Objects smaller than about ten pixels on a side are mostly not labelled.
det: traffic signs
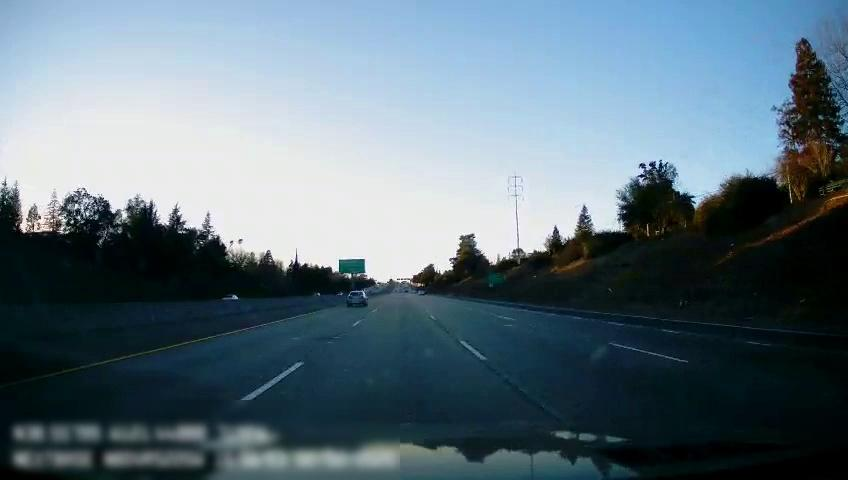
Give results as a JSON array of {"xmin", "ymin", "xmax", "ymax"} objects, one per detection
[
  {"xmin": 338, "ymin": 259, "xmax": 366, "ymax": 275},
  {"xmin": 490, "ymin": 272, "xmax": 506, "ymax": 284}
]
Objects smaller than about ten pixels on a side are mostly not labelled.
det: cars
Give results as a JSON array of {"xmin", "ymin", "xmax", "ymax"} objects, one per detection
[
  {"xmin": 221, "ymin": 294, "xmax": 238, "ymax": 300},
  {"xmin": 345, "ymin": 290, "xmax": 369, "ymax": 308}
]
